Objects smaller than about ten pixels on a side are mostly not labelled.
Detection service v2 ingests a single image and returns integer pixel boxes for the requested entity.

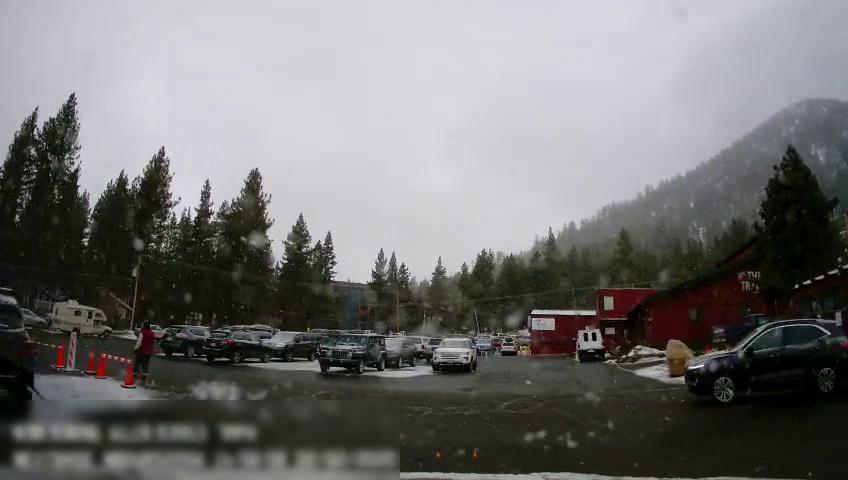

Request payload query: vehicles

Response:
[319,333,386,375]
[202,330,272,363]
[682,318,848,406]
[268,332,317,362]
[385,338,417,368]
[409,336,431,358]
[133,322,165,340]
[424,337,443,362]
[22,307,49,330]
[433,337,478,374]
[0,293,35,422]
[52,302,113,339]
[578,329,604,361]
[712,314,769,344]
[161,325,211,360]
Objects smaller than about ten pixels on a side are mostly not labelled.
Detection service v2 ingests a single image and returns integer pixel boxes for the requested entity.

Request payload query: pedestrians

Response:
[133,322,155,380]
